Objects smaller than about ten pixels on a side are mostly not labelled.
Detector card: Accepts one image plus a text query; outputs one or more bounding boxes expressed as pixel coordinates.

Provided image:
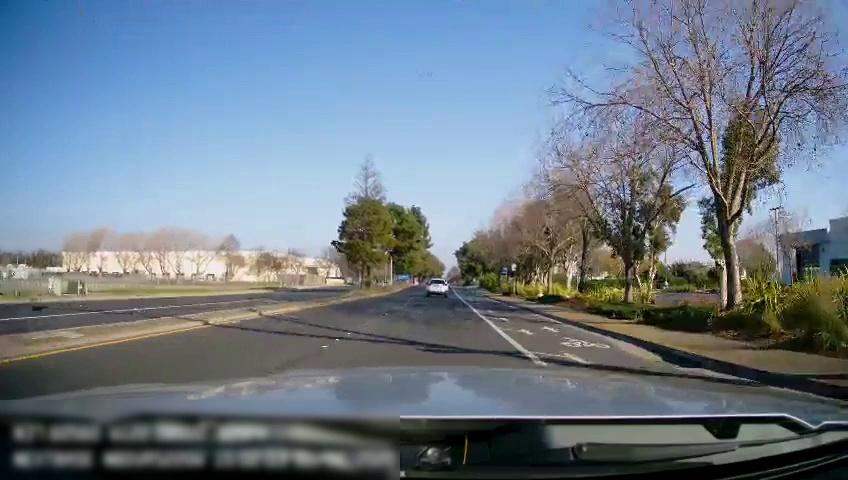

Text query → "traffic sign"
[397,274,410,281]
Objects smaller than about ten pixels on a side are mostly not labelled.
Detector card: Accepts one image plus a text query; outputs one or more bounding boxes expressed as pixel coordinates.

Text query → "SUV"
[425,278,449,298]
